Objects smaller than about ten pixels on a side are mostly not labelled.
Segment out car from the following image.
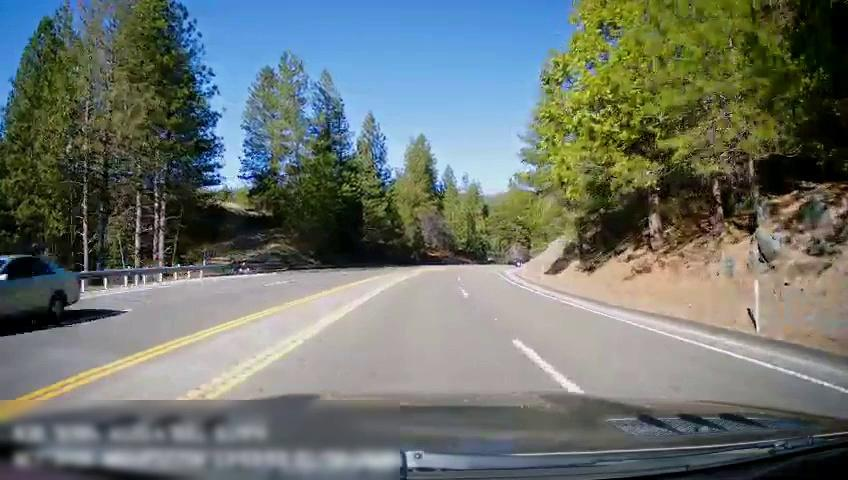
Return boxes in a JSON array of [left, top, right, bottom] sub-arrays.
[[0, 255, 80, 326]]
